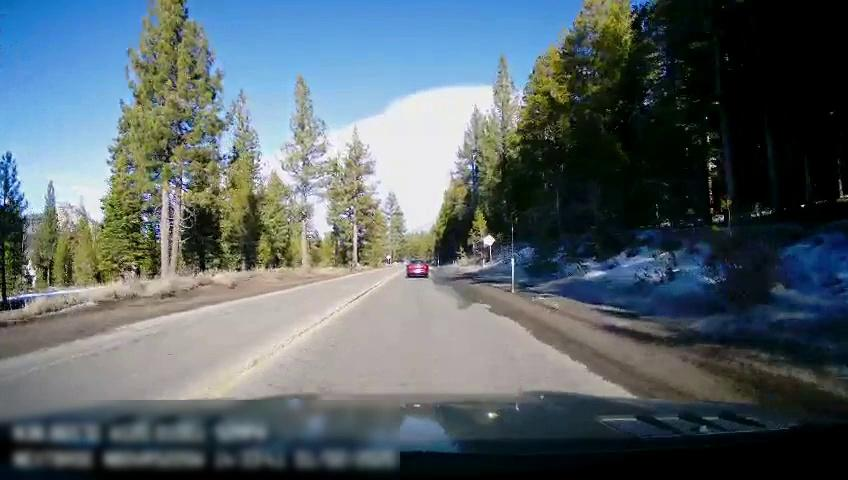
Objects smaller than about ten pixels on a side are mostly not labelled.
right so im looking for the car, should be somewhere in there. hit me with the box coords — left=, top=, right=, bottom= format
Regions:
left=405, top=256, right=429, bottom=278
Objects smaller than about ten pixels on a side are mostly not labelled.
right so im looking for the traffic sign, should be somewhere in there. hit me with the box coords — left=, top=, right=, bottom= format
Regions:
left=481, top=234, right=496, bottom=247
